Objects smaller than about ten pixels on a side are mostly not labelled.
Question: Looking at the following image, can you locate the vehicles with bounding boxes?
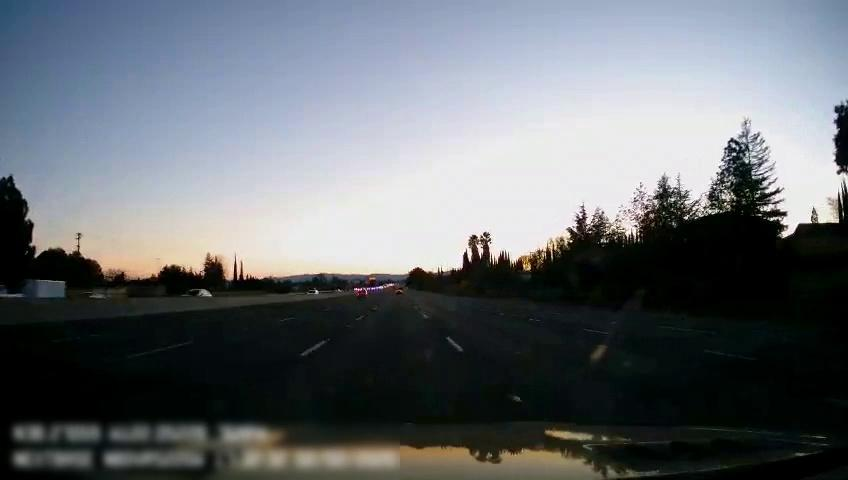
[77,292,107,300]
[0,279,66,300]
[306,290,320,296]
[180,289,212,298]
[356,289,368,299]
